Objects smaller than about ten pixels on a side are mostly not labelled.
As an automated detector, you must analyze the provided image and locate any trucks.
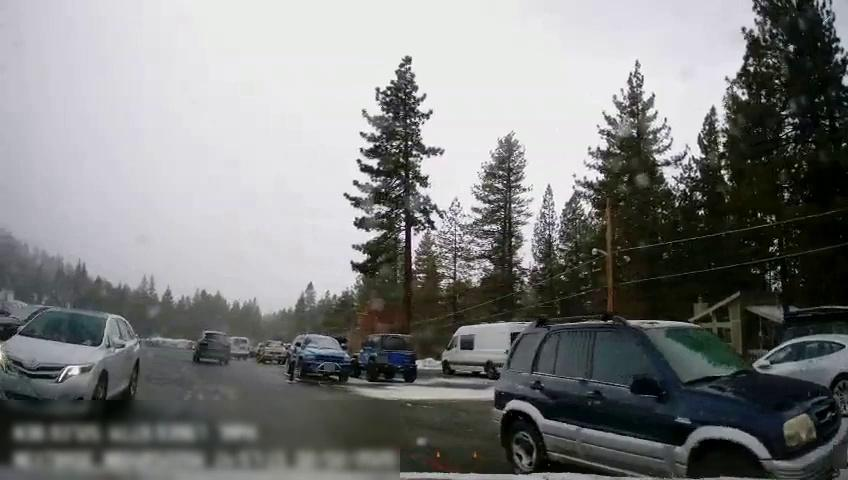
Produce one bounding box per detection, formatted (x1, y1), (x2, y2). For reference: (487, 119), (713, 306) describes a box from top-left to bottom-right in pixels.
(257, 339), (286, 364)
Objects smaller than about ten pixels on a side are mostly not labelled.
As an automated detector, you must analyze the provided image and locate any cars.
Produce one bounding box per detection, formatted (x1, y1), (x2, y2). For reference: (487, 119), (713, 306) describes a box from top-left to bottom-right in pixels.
(750, 332), (848, 418)
(0, 306), (142, 423)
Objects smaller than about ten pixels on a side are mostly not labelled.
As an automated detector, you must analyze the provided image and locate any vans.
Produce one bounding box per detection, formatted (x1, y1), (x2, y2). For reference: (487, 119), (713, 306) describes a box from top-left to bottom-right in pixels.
(228, 336), (250, 362)
(441, 322), (536, 378)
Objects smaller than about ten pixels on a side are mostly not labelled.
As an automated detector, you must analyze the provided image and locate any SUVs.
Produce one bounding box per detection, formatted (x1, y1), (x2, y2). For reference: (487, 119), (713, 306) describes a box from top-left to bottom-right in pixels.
(192, 329), (232, 366)
(493, 318), (848, 480)
(287, 334), (352, 383)
(350, 333), (419, 385)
